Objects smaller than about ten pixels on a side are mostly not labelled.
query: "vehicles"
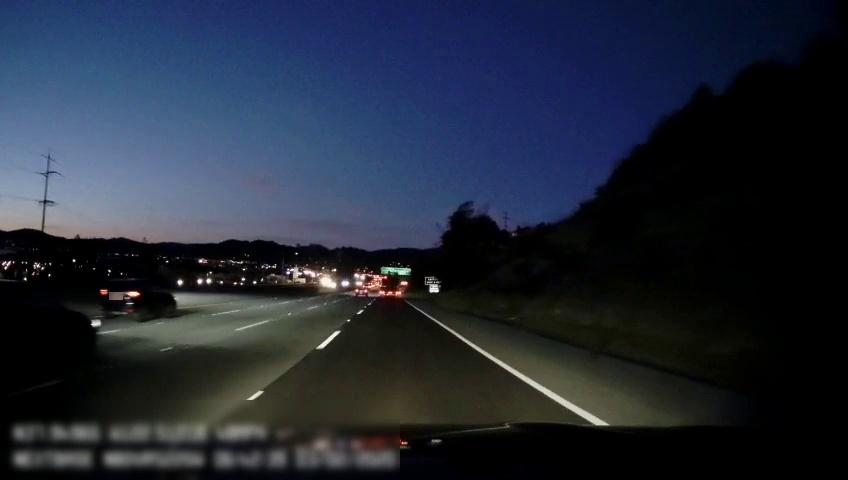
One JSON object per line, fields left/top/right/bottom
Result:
{"left": 355, "top": 285, "right": 369, "bottom": 298}
{"left": 0, "top": 278, "right": 100, "bottom": 389}
{"left": 378, "top": 270, "right": 404, "bottom": 300}
{"left": 99, "top": 278, "right": 178, "bottom": 323}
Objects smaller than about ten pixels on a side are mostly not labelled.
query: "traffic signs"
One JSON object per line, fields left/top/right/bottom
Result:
{"left": 381, "top": 266, "right": 412, "bottom": 276}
